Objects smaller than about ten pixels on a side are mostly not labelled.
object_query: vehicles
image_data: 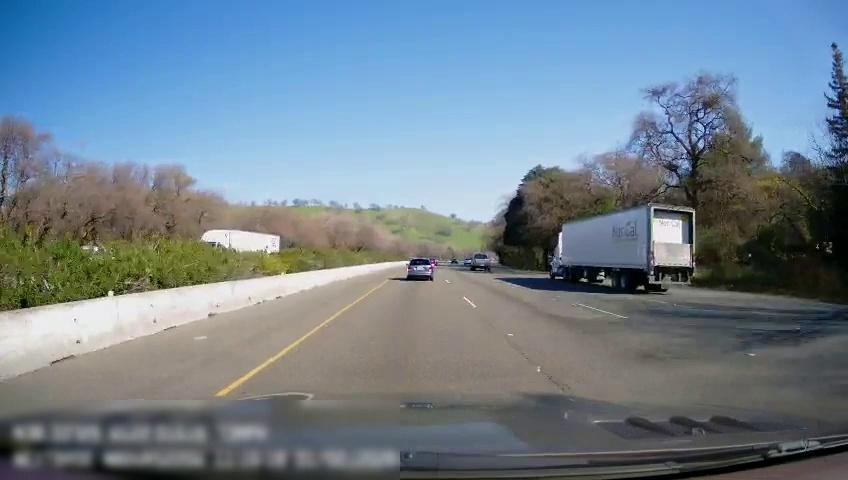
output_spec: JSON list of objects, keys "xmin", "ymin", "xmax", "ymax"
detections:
[
  {"xmin": 200, "ymin": 228, "xmax": 281, "ymax": 256},
  {"xmin": 469, "ymin": 255, "xmax": 490, "ymax": 272},
  {"xmin": 405, "ymin": 258, "xmax": 434, "ymax": 281},
  {"xmin": 549, "ymin": 201, "xmax": 697, "ymax": 293},
  {"xmin": 79, "ymin": 244, "xmax": 108, "ymax": 257}
]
